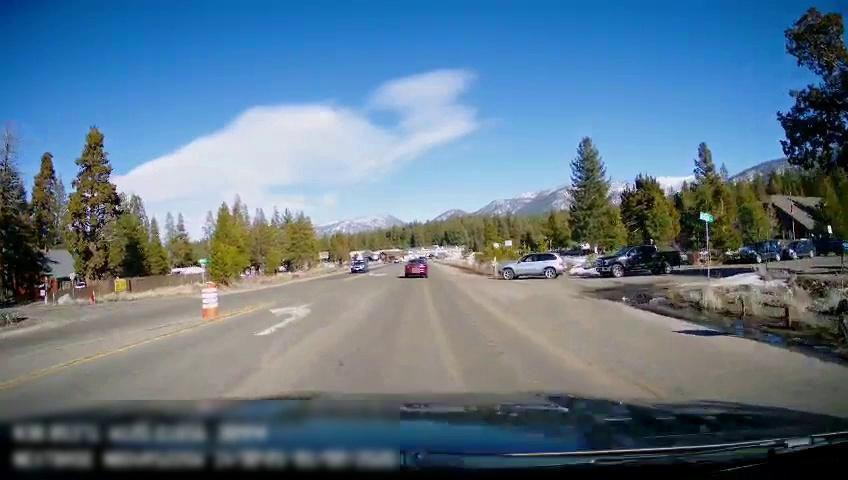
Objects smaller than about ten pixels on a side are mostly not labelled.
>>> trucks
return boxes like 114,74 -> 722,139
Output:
594,244 -> 683,278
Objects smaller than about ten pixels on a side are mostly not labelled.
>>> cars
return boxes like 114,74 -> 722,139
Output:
404,259 -> 429,278
783,239 -> 821,262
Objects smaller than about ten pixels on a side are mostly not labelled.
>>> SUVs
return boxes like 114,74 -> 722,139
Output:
738,238 -> 784,265
351,261 -> 369,273
496,251 -> 568,280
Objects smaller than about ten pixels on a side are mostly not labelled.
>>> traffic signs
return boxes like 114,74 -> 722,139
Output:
699,212 -> 714,223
